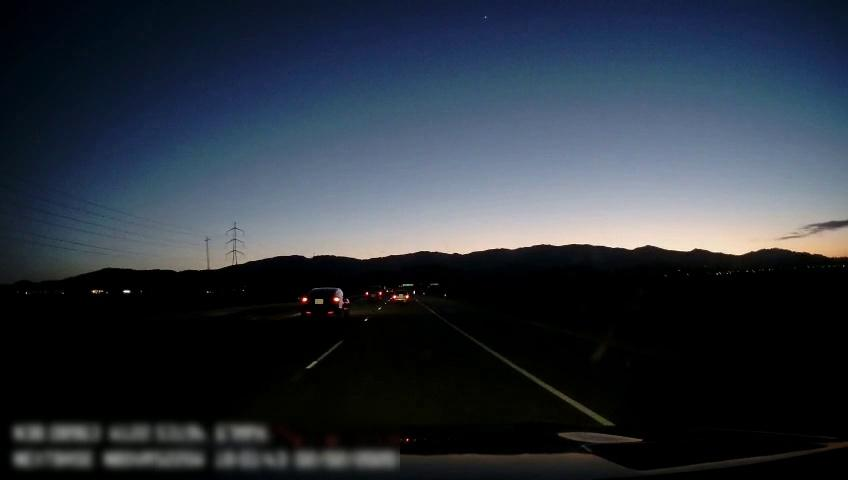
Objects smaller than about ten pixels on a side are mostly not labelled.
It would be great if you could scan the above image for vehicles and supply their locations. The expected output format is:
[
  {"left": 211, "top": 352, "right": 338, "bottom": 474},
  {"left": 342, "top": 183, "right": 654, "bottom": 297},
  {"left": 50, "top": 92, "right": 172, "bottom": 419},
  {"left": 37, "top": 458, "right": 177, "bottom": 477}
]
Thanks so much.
[
  {"left": 390, "top": 290, "right": 409, "bottom": 305},
  {"left": 362, "top": 287, "right": 383, "bottom": 302},
  {"left": 299, "top": 286, "right": 352, "bottom": 326}
]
